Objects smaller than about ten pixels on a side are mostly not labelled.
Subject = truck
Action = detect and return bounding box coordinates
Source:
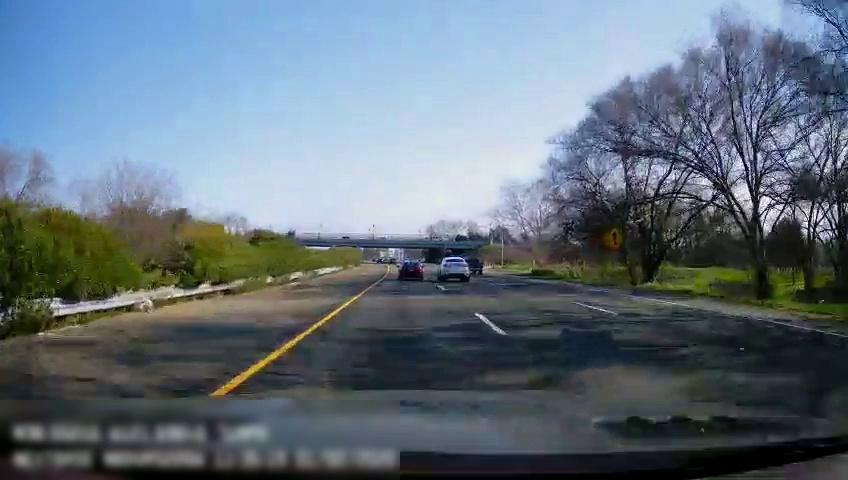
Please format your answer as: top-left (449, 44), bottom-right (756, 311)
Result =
top-left (462, 254), bottom-right (483, 275)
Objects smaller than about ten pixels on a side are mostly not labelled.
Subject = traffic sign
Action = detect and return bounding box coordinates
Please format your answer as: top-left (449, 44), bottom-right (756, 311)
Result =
top-left (601, 228), bottom-right (624, 248)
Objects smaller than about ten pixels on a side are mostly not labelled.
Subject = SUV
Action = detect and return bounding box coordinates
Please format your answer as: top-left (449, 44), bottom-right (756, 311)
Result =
top-left (437, 255), bottom-right (470, 282)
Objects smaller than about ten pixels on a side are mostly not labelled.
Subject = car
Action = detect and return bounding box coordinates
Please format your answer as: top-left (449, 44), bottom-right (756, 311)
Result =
top-left (398, 260), bottom-right (424, 280)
